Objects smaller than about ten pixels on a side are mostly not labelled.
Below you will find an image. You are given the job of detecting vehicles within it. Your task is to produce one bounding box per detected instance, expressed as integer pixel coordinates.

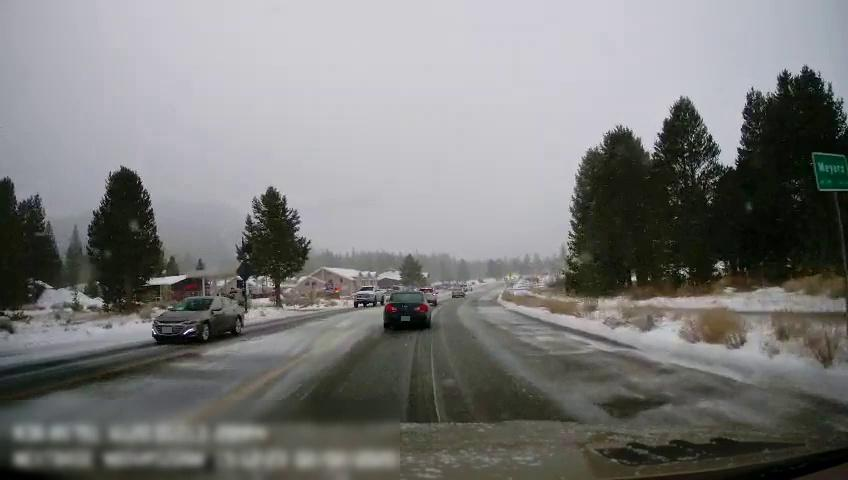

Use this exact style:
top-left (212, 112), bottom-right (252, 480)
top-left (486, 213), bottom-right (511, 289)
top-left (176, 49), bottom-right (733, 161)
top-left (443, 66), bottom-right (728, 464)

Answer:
top-left (460, 284), bottom-right (473, 292)
top-left (151, 296), bottom-right (245, 345)
top-left (384, 292), bottom-right (432, 329)
top-left (452, 288), bottom-right (465, 297)
top-left (354, 285), bottom-right (385, 308)
top-left (418, 288), bottom-right (439, 305)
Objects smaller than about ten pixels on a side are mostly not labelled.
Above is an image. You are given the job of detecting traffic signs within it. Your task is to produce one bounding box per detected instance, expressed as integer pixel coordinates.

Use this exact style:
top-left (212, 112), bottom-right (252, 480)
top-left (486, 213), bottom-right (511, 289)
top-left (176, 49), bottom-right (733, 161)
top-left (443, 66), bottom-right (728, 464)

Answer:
top-left (812, 151), bottom-right (848, 192)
